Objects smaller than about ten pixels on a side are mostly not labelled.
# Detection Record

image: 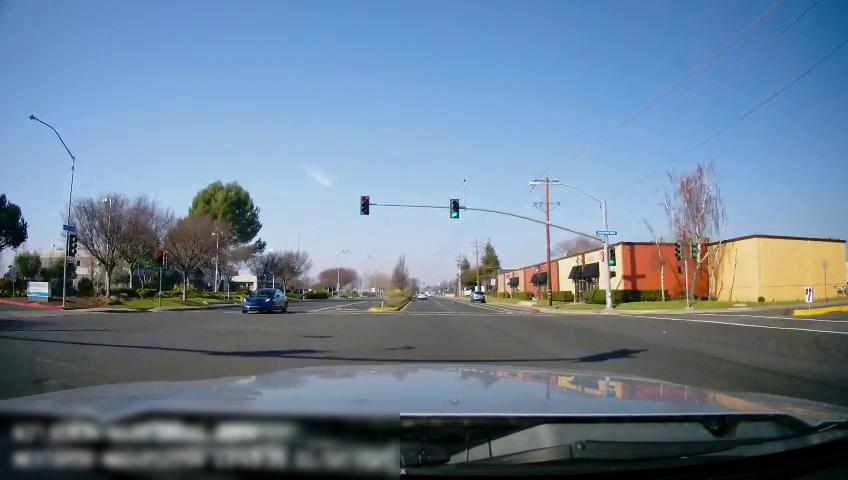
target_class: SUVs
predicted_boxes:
[470,291,486,303]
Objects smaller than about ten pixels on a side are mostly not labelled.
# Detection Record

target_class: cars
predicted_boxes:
[415,291,428,300]
[241,287,289,314]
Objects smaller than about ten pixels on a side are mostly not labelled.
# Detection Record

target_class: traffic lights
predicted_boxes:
[163,251,169,267]
[691,239,699,259]
[607,246,617,267]
[674,240,685,261]
[448,198,461,219]
[156,249,164,267]
[359,194,371,216]
[65,261,76,274]
[67,233,78,257]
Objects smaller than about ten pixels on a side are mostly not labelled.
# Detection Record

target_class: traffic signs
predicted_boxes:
[595,229,618,237]
[62,224,77,233]
[804,286,815,304]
